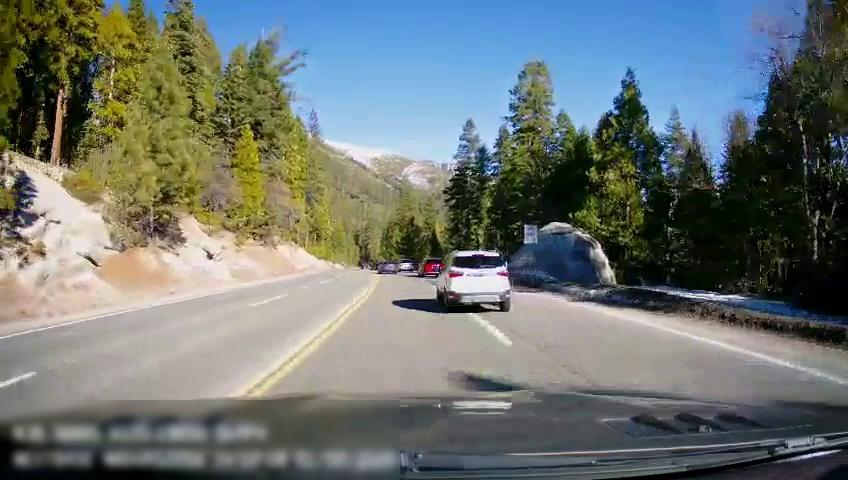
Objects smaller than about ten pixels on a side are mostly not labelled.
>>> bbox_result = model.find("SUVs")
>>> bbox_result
[417,257,446,278]
[432,249,513,313]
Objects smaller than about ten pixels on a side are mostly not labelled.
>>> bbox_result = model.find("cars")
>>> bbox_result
[376,261,399,275]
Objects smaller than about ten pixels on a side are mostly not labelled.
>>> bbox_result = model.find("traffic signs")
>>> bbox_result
[523,224,539,245]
